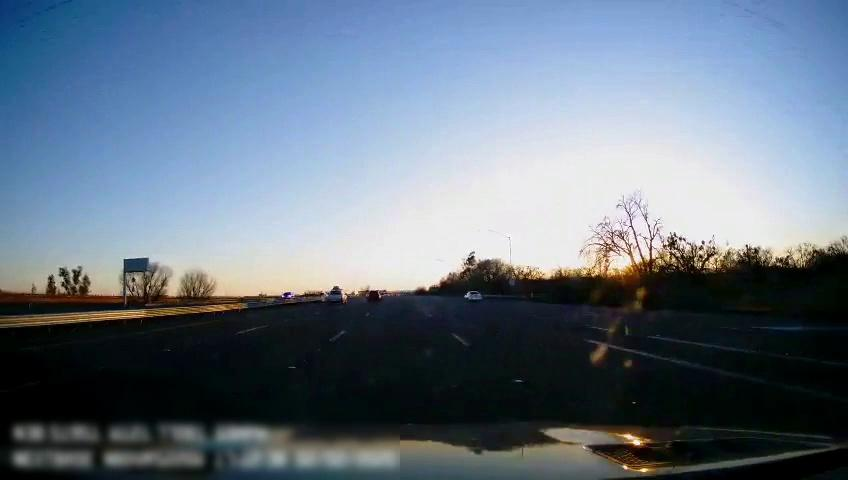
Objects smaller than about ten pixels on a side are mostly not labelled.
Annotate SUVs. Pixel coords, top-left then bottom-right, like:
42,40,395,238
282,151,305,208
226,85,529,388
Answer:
327,286,347,305
367,290,382,302
282,292,295,300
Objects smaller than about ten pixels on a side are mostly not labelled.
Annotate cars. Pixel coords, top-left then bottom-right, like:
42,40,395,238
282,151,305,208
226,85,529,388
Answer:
463,290,482,302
